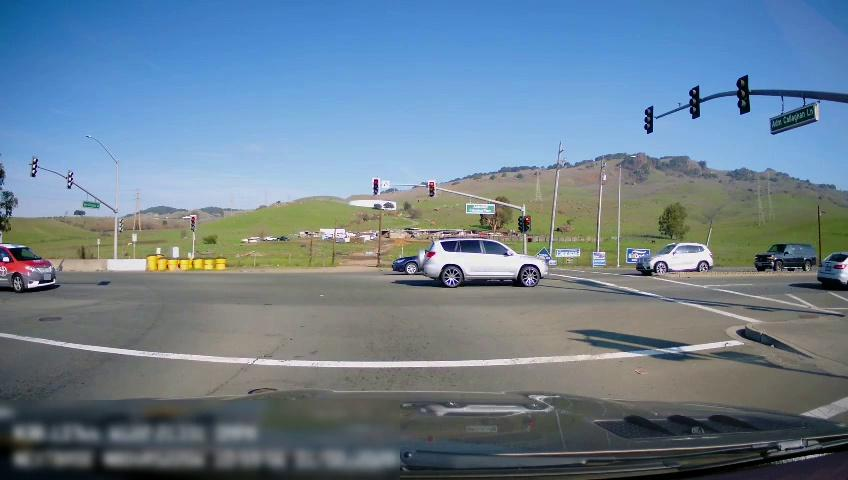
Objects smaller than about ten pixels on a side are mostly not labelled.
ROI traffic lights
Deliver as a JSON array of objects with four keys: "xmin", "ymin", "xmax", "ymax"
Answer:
[
  {"xmin": 735, "ymin": 74, "xmax": 751, "ymax": 115},
  {"xmin": 189, "ymin": 214, "xmax": 198, "ymax": 232},
  {"xmin": 426, "ymin": 178, "xmax": 437, "ymax": 197},
  {"xmin": 372, "ymin": 177, "xmax": 381, "ymax": 196},
  {"xmin": 66, "ymin": 169, "xmax": 75, "ymax": 190},
  {"xmin": 687, "ymin": 84, "xmax": 702, "ymax": 120},
  {"xmin": 30, "ymin": 156, "xmax": 40, "ymax": 178},
  {"xmin": 116, "ymin": 215, "xmax": 125, "ymax": 233},
  {"xmin": 523, "ymin": 214, "xmax": 532, "ymax": 232},
  {"xmin": 643, "ymin": 104, "xmax": 655, "ymax": 135},
  {"xmin": 517, "ymin": 215, "xmax": 525, "ymax": 232}
]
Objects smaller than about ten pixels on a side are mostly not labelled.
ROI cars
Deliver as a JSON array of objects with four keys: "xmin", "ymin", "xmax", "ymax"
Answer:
[
  {"xmin": 391, "ymin": 254, "xmax": 425, "ymax": 276},
  {"xmin": 816, "ymin": 251, "xmax": 848, "ymax": 285}
]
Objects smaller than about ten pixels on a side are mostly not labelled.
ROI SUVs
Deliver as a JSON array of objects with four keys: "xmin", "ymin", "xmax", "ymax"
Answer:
[
  {"xmin": 636, "ymin": 241, "xmax": 714, "ymax": 276},
  {"xmin": 754, "ymin": 242, "xmax": 817, "ymax": 273},
  {"xmin": 416, "ymin": 236, "xmax": 549, "ymax": 289}
]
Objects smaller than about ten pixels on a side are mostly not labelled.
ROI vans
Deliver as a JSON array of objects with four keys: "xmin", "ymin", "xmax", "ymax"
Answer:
[{"xmin": 0, "ymin": 242, "xmax": 58, "ymax": 294}]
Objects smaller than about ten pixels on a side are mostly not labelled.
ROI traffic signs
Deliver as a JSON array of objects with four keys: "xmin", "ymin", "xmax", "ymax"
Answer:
[
  {"xmin": 82, "ymin": 199, "xmax": 101, "ymax": 209},
  {"xmin": 768, "ymin": 100, "xmax": 821, "ymax": 135},
  {"xmin": 464, "ymin": 201, "xmax": 497, "ymax": 216}
]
